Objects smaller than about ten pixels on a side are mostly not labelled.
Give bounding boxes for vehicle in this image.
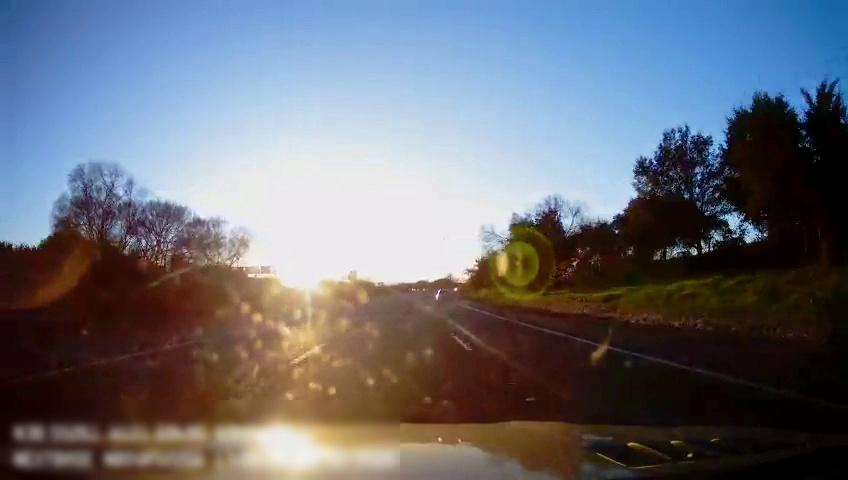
[435,288,452,302]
